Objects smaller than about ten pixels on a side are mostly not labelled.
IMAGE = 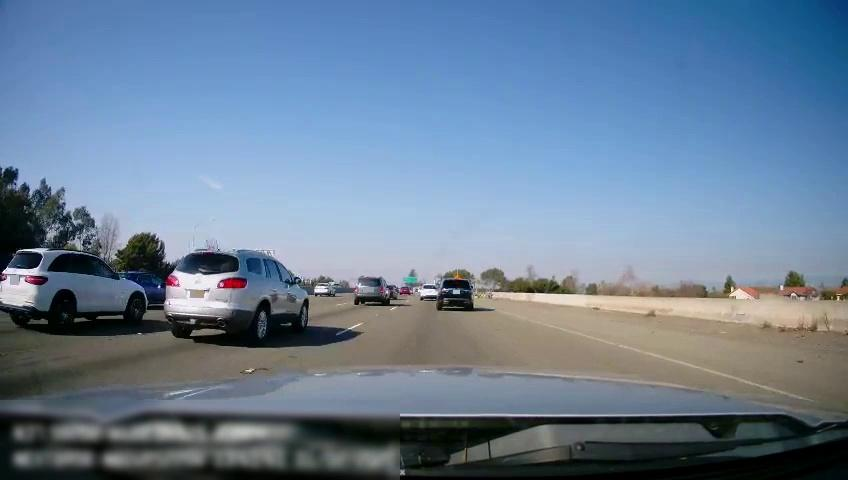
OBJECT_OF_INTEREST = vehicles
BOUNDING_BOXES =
[419,283,438,301]
[353,275,391,306]
[100,271,180,314]
[380,284,399,301]
[313,283,336,297]
[0,247,149,334]
[436,277,474,311]
[163,248,310,347]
